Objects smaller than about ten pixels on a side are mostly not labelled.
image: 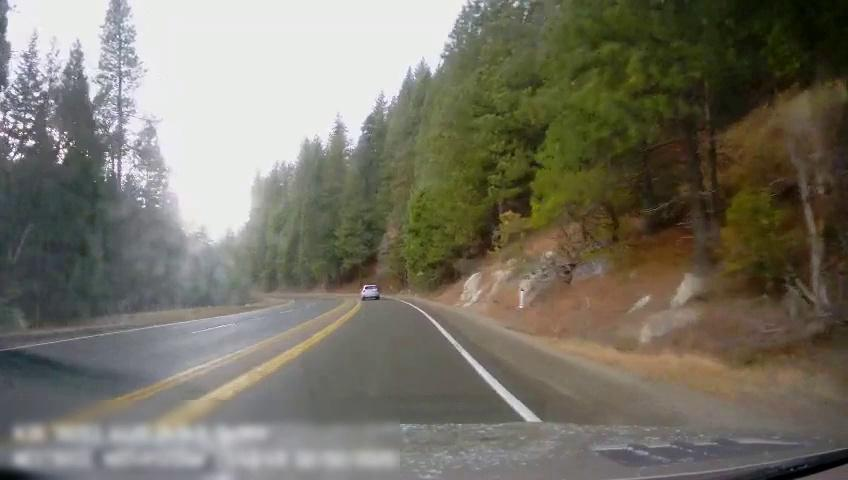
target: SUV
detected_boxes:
[359,284,380,301]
